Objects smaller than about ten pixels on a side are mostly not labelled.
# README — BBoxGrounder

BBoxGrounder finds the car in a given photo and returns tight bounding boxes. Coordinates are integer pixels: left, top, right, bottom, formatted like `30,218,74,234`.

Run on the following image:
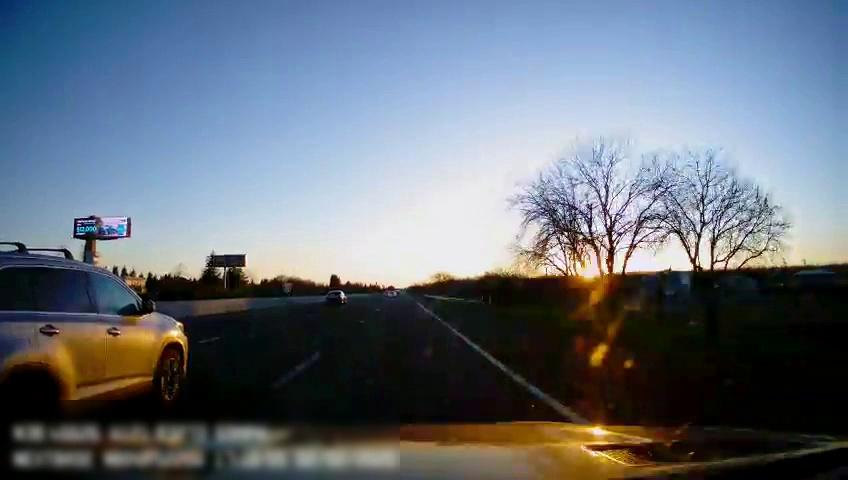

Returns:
325,290,347,306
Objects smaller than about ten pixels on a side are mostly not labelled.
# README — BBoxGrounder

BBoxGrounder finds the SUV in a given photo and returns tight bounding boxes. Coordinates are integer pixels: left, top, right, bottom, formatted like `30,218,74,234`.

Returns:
0,241,191,441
